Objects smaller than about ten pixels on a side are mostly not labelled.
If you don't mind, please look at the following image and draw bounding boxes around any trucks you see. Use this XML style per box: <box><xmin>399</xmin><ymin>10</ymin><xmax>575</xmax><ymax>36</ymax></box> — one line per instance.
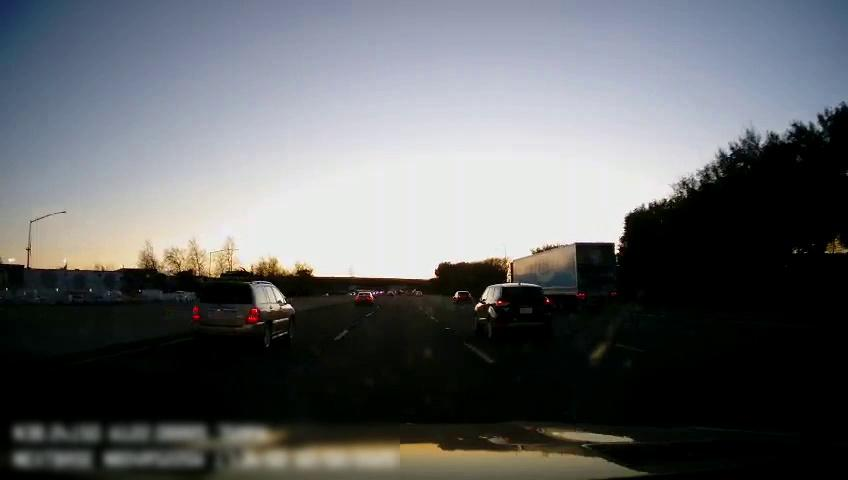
<box><xmin>506</xmin><ymin>242</ymin><xmax>617</xmax><ymax>315</ymax></box>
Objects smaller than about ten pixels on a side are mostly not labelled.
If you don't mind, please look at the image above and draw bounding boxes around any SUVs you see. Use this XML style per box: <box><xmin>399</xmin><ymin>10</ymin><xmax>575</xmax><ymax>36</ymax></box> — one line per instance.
<box><xmin>472</xmin><ymin>282</ymin><xmax>552</xmax><ymax>341</ymax></box>
<box><xmin>192</xmin><ymin>279</ymin><xmax>297</xmax><ymax>352</ymax></box>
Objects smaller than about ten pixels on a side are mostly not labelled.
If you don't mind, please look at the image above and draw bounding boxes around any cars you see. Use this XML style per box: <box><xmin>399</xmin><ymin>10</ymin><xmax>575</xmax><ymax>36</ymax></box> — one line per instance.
<box><xmin>453</xmin><ymin>291</ymin><xmax>472</xmax><ymax>303</ymax></box>
<box><xmin>355</xmin><ymin>291</ymin><xmax>374</xmax><ymax>306</ymax></box>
